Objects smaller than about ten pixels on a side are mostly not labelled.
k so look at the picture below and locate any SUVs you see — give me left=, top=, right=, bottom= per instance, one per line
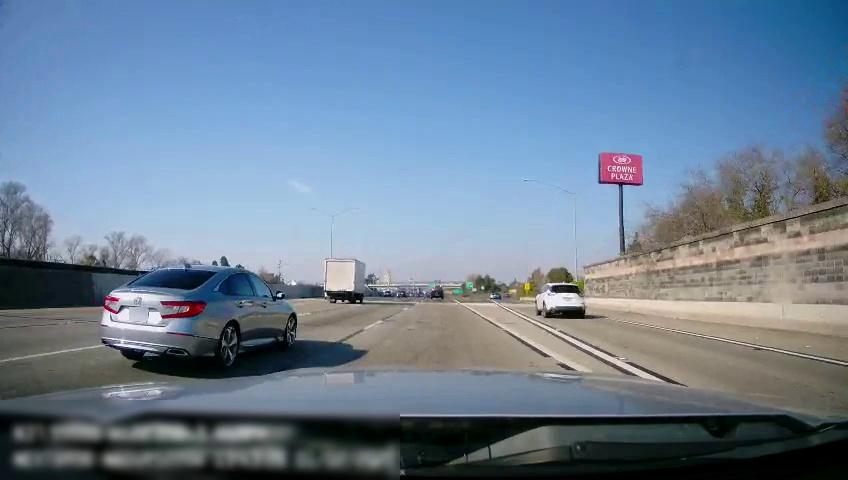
left=534, top=282, right=586, bottom=319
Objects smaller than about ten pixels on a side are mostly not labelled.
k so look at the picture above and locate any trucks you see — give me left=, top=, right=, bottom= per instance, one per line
left=429, top=287, right=444, bottom=300
left=324, top=258, right=366, bottom=304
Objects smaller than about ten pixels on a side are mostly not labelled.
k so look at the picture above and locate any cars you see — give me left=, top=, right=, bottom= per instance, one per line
left=100, top=263, right=299, bottom=374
